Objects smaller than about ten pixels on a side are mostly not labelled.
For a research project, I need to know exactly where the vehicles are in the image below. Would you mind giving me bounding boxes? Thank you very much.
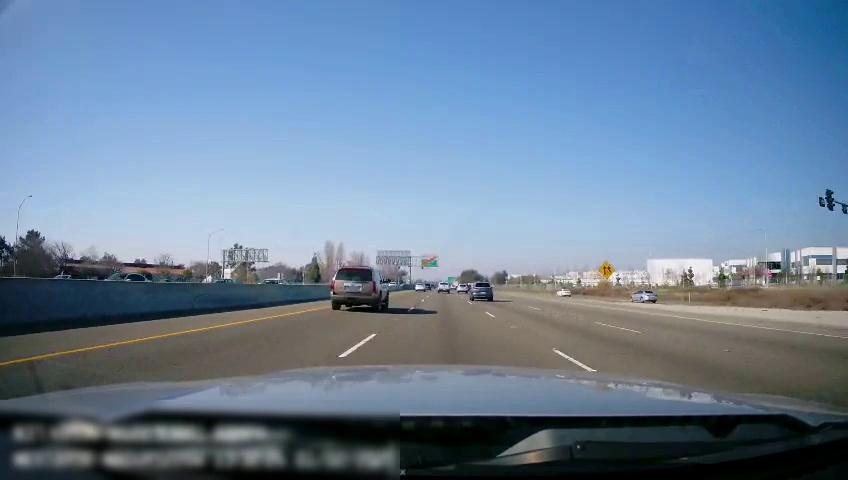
[556,287,572,297]
[630,289,658,304]
[414,281,426,293]
[469,281,494,303]
[256,278,286,285]
[50,274,72,279]
[437,281,451,294]
[455,283,469,295]
[328,265,393,313]
[102,272,154,282]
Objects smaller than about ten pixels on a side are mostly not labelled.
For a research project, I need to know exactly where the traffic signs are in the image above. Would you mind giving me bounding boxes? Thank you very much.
[420,254,440,268]
[598,259,616,279]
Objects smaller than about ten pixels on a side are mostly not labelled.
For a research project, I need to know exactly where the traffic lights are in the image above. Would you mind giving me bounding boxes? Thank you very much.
[842,204,848,215]
[818,189,836,212]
